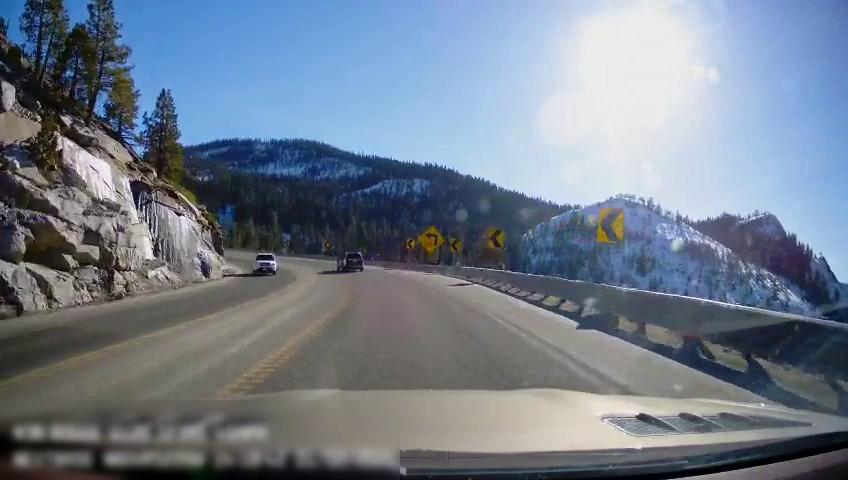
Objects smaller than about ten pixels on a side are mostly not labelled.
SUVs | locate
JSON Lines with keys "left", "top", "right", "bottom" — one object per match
{"left": 335, "top": 249, "right": 364, "bottom": 273}
{"left": 252, "top": 251, "right": 278, "bottom": 275}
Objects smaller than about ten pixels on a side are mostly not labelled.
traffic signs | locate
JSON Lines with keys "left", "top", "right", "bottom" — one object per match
{"left": 595, "top": 205, "right": 626, "bottom": 245}
{"left": 418, "top": 226, "right": 447, "bottom": 257}
{"left": 406, "top": 238, "right": 416, "bottom": 250}
{"left": 449, "top": 238, "right": 461, "bottom": 253}
{"left": 487, "top": 228, "right": 507, "bottom": 250}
